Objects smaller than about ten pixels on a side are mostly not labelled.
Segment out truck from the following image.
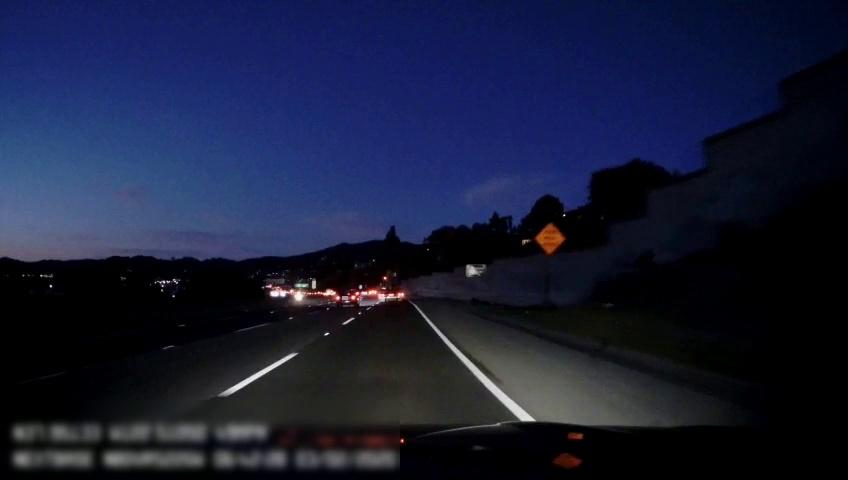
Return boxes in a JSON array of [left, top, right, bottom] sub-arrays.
[[378, 271, 405, 305]]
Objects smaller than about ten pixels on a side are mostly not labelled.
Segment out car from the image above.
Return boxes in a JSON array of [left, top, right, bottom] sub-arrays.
[[335, 290, 363, 310]]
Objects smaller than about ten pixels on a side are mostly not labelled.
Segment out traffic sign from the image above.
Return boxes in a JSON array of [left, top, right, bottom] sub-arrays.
[[536, 223, 567, 254]]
